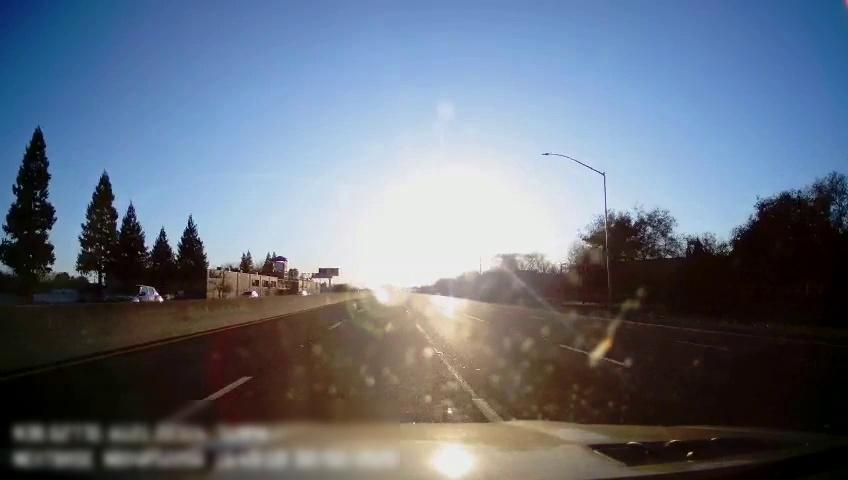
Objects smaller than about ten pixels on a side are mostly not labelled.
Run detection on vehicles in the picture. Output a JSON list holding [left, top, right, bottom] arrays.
[[103, 285, 164, 306], [295, 291, 308, 297], [238, 291, 259, 300]]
